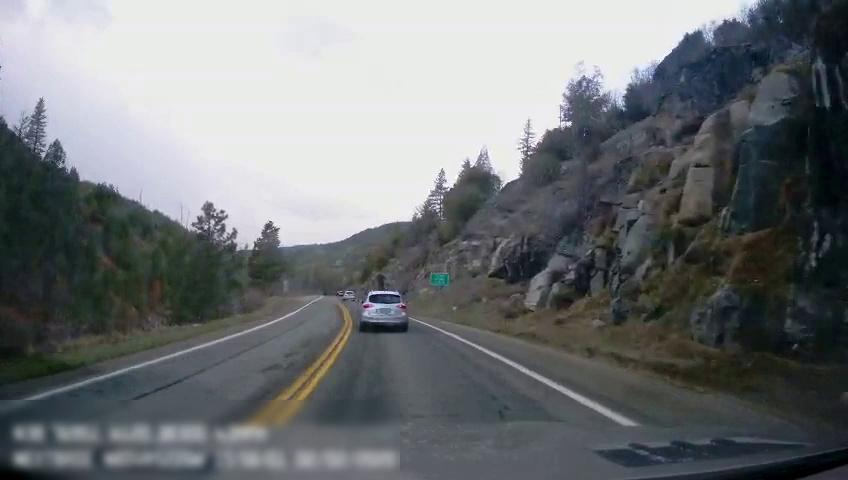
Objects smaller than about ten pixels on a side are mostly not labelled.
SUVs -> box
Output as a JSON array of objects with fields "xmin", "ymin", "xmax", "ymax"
[
  {"xmin": 342, "ymin": 290, "xmax": 356, "ymax": 302},
  {"xmin": 357, "ymin": 290, "xmax": 409, "ymax": 333}
]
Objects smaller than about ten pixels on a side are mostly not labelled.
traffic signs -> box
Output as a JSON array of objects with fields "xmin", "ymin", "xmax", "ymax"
[{"xmin": 429, "ymin": 272, "xmax": 450, "ymax": 287}]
